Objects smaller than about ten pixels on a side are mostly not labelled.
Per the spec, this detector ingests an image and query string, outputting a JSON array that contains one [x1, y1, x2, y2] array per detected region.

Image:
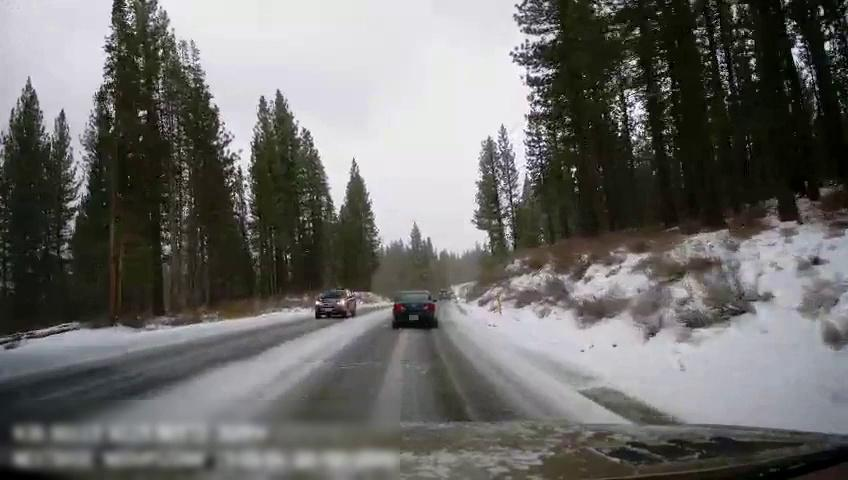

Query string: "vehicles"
[[392, 289, 438, 328], [313, 288, 358, 319], [438, 288, 452, 301]]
